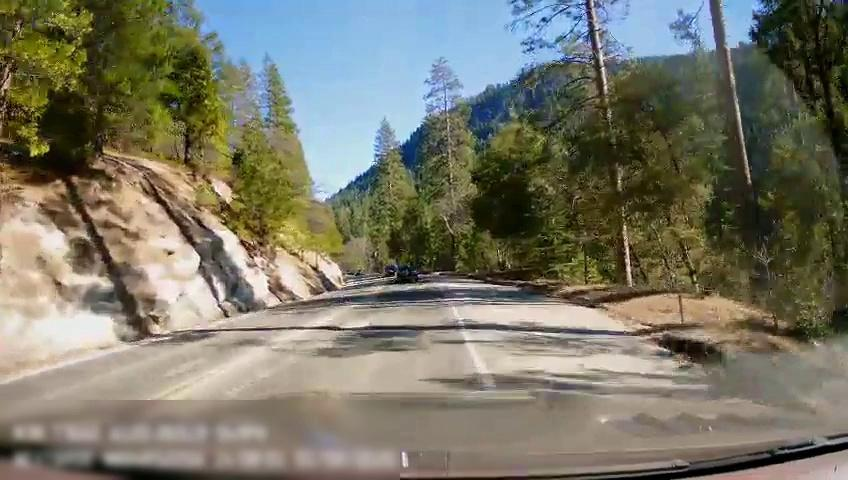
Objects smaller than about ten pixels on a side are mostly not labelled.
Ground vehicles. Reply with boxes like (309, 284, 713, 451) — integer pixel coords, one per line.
(383, 264, 399, 277)
(396, 264, 419, 283)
